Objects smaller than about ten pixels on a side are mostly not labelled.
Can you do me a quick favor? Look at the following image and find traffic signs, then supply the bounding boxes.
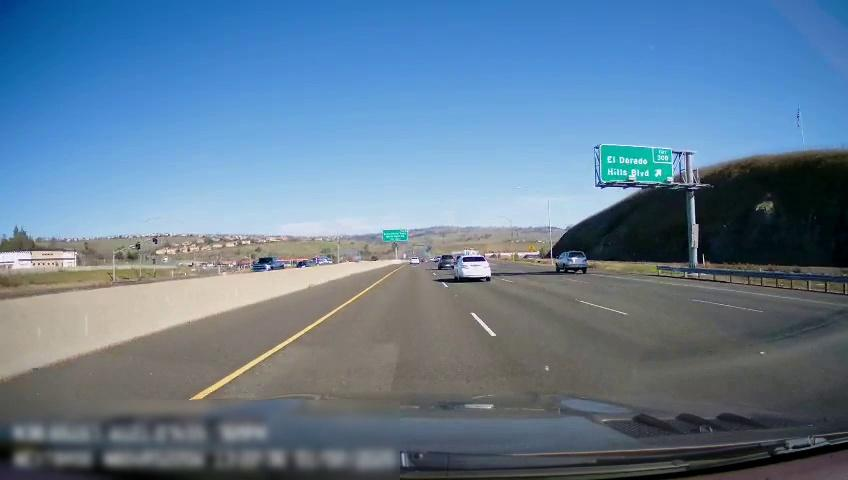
[598,143,675,184]
[382,228,409,242]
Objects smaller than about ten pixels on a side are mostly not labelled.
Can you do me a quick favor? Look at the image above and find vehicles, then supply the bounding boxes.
[554,251,588,273]
[453,255,491,281]
[409,256,420,264]
[252,257,285,271]
[436,254,454,269]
